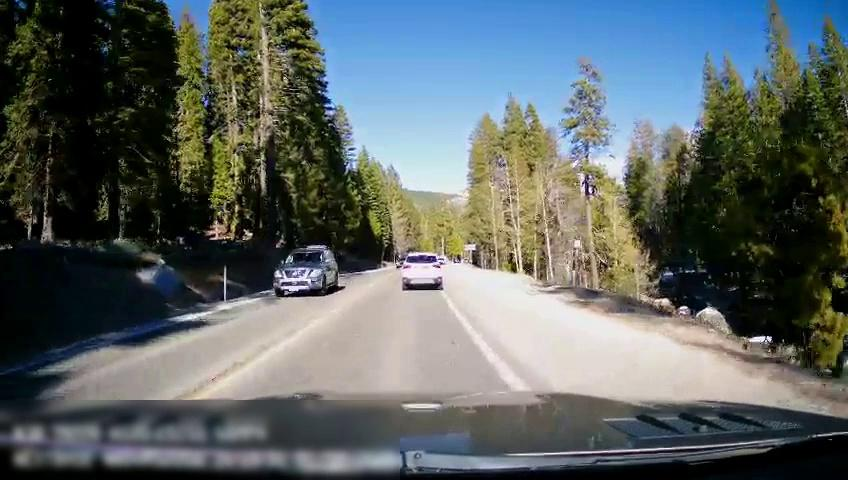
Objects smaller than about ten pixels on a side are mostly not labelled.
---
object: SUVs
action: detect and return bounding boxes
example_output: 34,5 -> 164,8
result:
272,244 -> 339,297
400,251 -> 444,291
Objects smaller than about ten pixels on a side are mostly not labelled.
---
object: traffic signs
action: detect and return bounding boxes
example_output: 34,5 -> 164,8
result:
463,243 -> 477,251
